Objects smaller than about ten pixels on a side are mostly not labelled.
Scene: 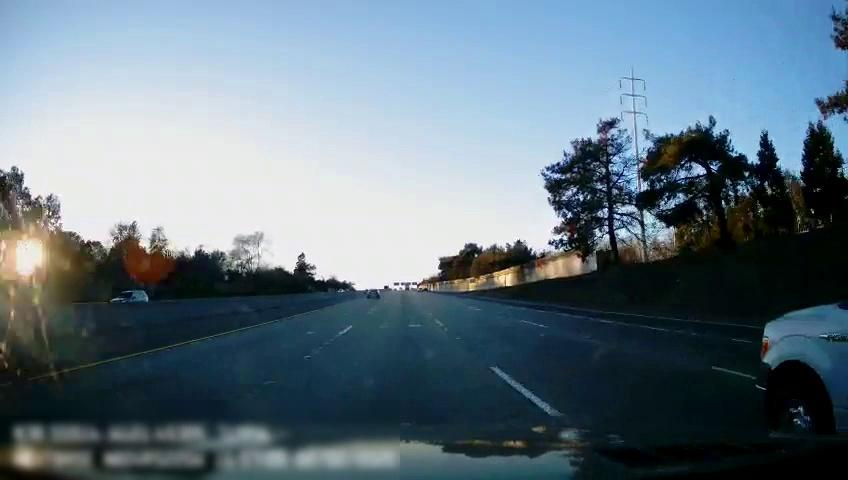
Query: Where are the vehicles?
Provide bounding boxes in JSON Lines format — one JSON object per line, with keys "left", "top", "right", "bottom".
{"left": 758, "top": 294, "right": 848, "bottom": 435}
{"left": 109, "top": 289, "right": 149, "bottom": 304}
{"left": 366, "top": 288, "right": 382, "bottom": 300}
